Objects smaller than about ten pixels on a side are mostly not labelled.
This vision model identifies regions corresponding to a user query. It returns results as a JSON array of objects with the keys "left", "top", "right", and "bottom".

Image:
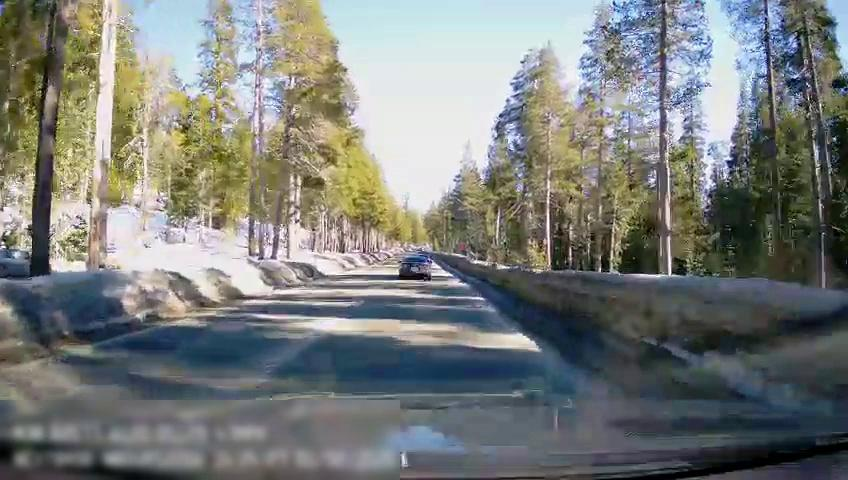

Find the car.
[{"left": 398, "top": 254, "right": 432, "bottom": 282}]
